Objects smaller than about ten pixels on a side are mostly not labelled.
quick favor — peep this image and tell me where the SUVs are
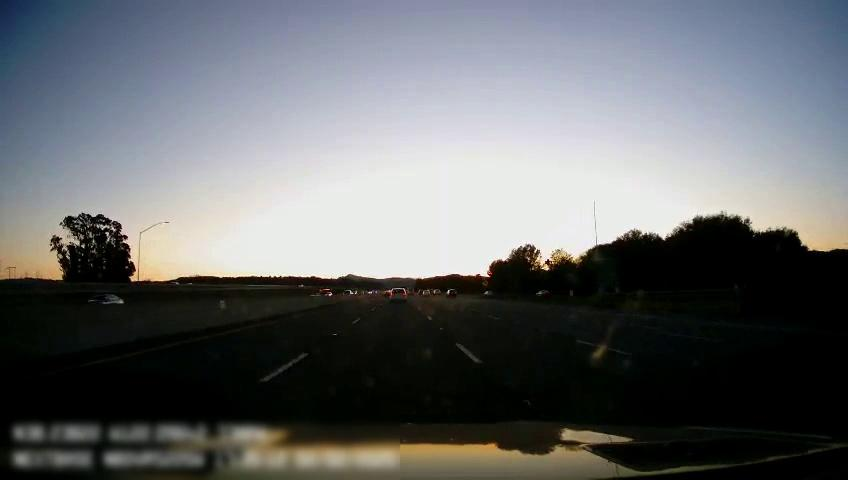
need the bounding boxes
[388,287,408,305]
[446,288,458,297]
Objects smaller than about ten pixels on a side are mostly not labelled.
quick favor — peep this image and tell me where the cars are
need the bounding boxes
[535,289,550,296]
